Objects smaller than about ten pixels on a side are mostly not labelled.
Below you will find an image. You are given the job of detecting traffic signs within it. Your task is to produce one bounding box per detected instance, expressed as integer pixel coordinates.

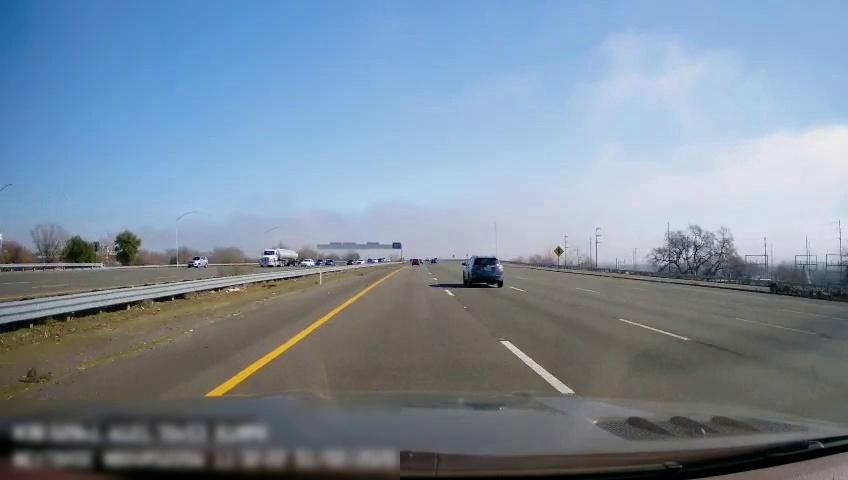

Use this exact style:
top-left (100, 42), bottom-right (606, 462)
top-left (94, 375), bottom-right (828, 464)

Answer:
top-left (553, 245), bottom-right (564, 256)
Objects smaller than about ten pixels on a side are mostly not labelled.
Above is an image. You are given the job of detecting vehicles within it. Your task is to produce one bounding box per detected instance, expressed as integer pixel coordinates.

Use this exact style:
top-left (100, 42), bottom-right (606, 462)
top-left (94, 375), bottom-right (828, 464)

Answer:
top-left (187, 255), bottom-right (209, 269)
top-left (258, 248), bottom-right (299, 268)
top-left (300, 259), bottom-right (316, 268)
top-left (461, 256), bottom-right (505, 288)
